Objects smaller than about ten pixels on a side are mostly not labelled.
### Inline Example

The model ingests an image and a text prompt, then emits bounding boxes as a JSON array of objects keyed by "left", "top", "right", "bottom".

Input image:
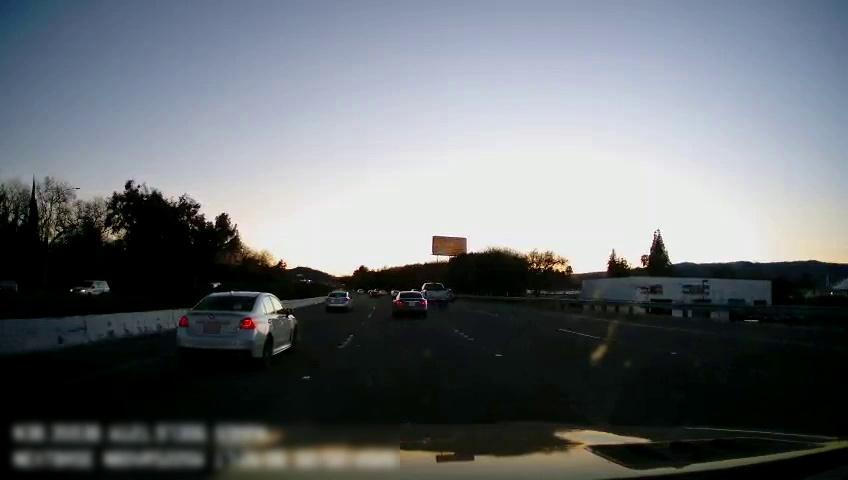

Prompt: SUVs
[{"left": 69, "top": 279, "right": 110, "bottom": 298}]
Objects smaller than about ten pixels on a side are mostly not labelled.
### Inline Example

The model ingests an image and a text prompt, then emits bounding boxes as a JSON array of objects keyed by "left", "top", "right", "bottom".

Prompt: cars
[
  {"left": 391, "top": 290, "right": 428, "bottom": 320},
  {"left": 324, "top": 291, "right": 353, "bottom": 313},
  {"left": 175, "top": 291, "right": 300, "bottom": 371}
]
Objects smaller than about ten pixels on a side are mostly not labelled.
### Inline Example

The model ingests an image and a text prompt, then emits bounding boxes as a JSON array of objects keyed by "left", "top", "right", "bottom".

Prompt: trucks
[{"left": 420, "top": 282, "right": 448, "bottom": 306}]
